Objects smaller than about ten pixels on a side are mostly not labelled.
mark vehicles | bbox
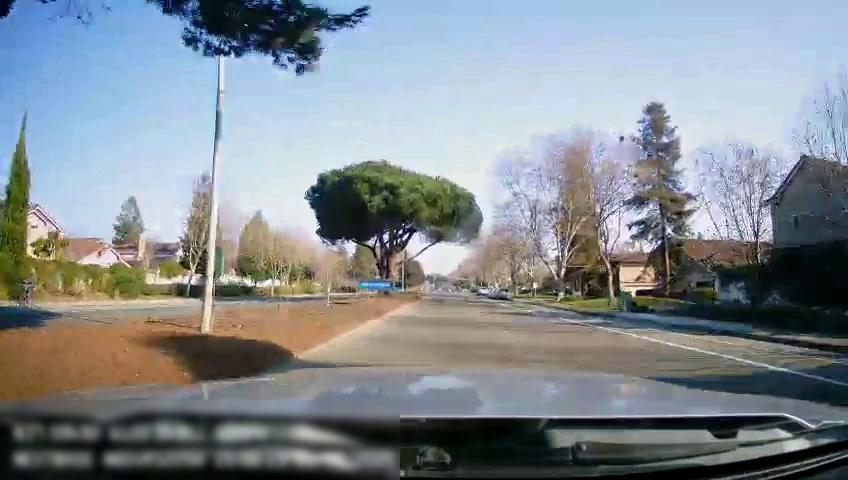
[488,288,501,299]
[496,288,512,300]
[477,287,489,296]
